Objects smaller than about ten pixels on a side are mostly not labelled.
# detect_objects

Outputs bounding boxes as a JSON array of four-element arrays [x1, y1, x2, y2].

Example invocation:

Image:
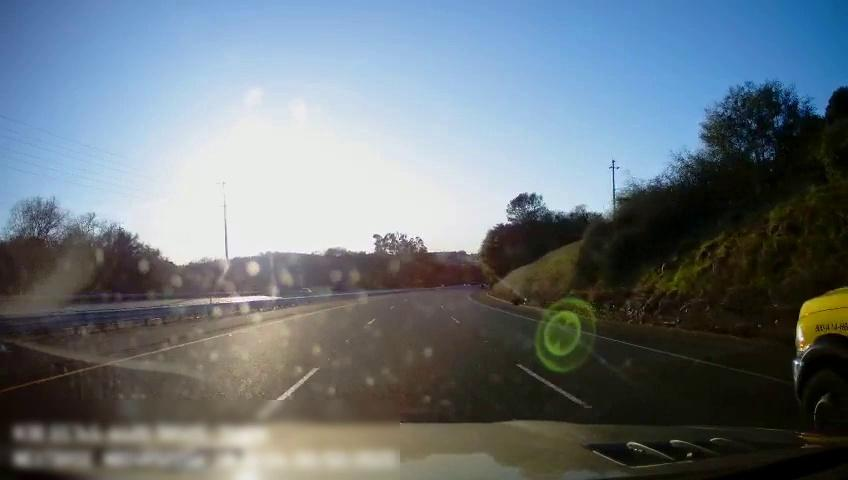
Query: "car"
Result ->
[[297, 288, 312, 297]]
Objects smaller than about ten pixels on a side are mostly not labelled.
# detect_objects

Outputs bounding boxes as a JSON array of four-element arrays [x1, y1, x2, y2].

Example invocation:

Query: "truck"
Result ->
[[791, 287, 848, 435]]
